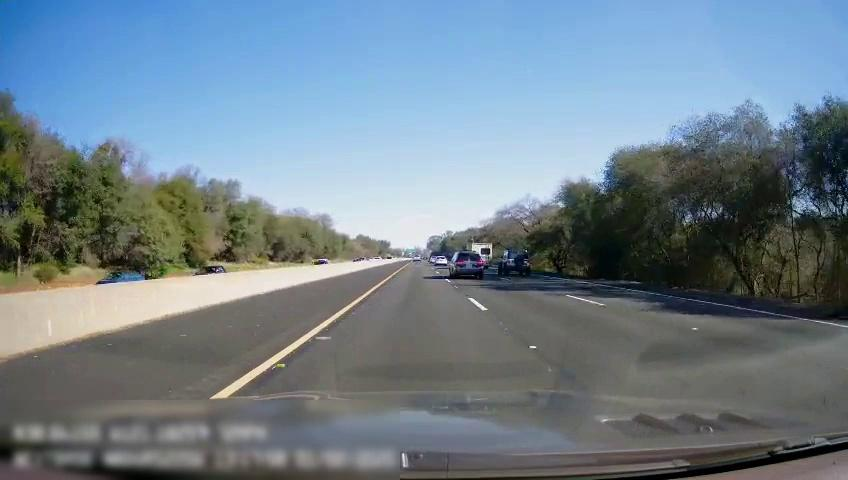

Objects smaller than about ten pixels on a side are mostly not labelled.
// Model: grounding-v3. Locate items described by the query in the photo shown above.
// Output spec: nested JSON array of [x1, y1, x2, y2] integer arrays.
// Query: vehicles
[[472, 242, 493, 267], [434, 256, 447, 267], [497, 249, 531, 277], [192, 265, 227, 276], [413, 255, 422, 264], [430, 256, 437, 264], [448, 250, 486, 280], [96, 269, 144, 284]]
